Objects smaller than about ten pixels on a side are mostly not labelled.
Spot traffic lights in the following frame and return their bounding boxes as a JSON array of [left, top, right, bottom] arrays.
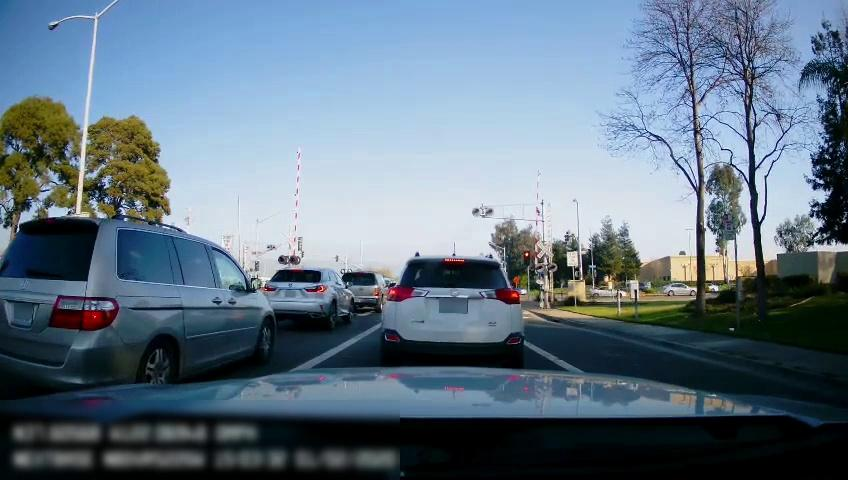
[[297, 235, 303, 252], [277, 254, 290, 265], [289, 254, 301, 265], [523, 251, 531, 266], [562, 231, 570, 245]]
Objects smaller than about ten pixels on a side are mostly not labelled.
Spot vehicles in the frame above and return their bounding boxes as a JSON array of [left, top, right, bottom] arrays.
[[341, 271, 390, 312], [613, 281, 648, 293], [663, 282, 698, 297], [591, 286, 627, 298], [380, 250, 525, 364], [0, 214, 278, 394], [511, 288, 527, 295], [262, 267, 355, 331], [707, 283, 722, 294]]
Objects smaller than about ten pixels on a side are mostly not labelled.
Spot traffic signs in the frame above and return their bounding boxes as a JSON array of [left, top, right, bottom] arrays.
[[70, 212, 90, 219], [566, 251, 579, 267], [536, 241, 553, 260]]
